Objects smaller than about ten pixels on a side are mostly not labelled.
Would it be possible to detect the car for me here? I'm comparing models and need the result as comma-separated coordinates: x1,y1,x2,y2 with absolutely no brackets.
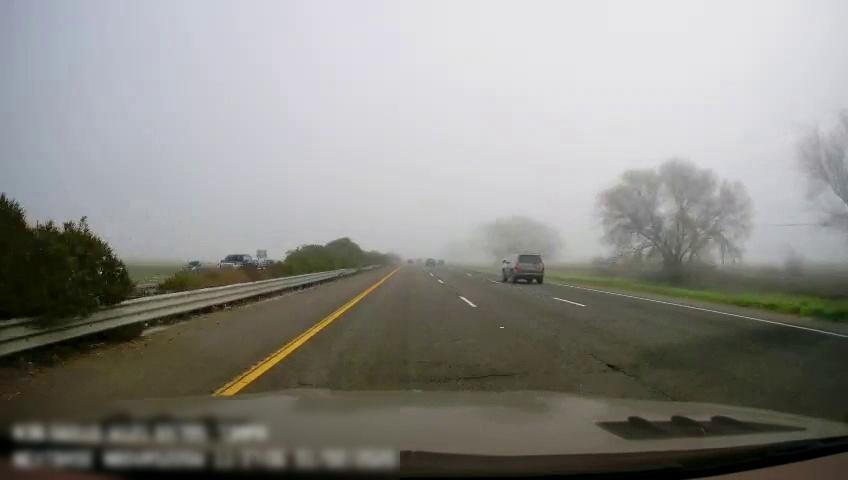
182,260,207,273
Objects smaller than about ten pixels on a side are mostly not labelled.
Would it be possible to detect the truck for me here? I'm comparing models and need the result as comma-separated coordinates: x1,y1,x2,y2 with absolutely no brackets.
215,253,260,272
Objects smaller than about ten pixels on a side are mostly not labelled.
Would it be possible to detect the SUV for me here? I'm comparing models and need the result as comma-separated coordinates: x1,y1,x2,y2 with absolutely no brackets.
502,253,545,284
